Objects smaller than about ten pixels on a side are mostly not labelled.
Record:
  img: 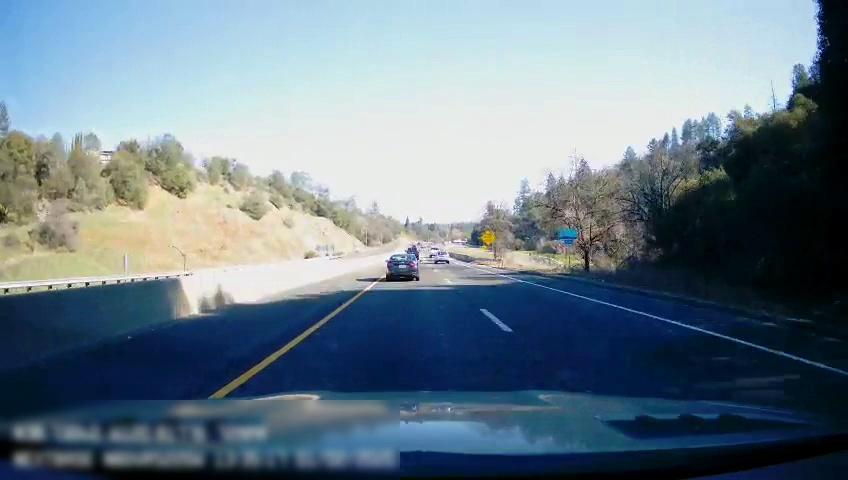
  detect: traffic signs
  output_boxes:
[562,228,579,245]
[481,227,497,246]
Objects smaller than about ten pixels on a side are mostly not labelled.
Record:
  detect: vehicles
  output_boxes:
[434,250,449,263]
[428,247,440,258]
[406,246,421,260]
[384,252,421,281]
